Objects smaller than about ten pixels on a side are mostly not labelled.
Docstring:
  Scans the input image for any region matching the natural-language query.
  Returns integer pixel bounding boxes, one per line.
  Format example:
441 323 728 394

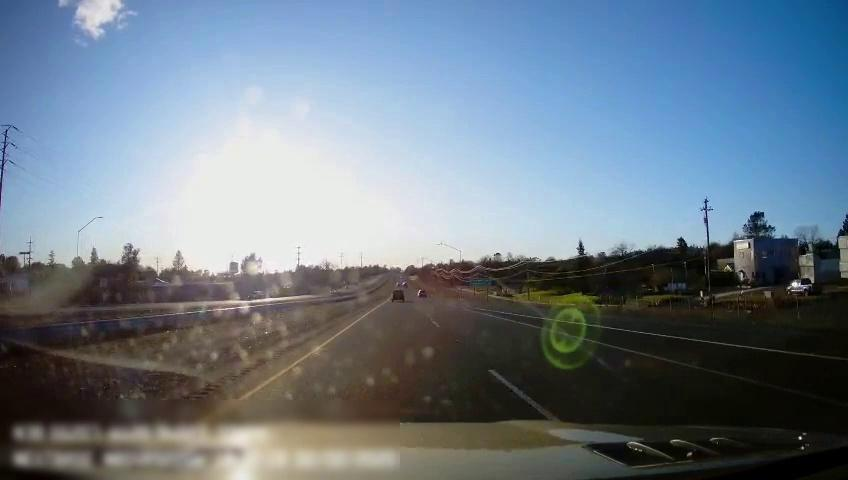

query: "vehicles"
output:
391 290 405 303
248 291 263 301
417 290 427 298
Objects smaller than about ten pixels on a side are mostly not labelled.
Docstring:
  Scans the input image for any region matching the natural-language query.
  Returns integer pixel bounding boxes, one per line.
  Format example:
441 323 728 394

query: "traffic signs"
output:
470 278 491 287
